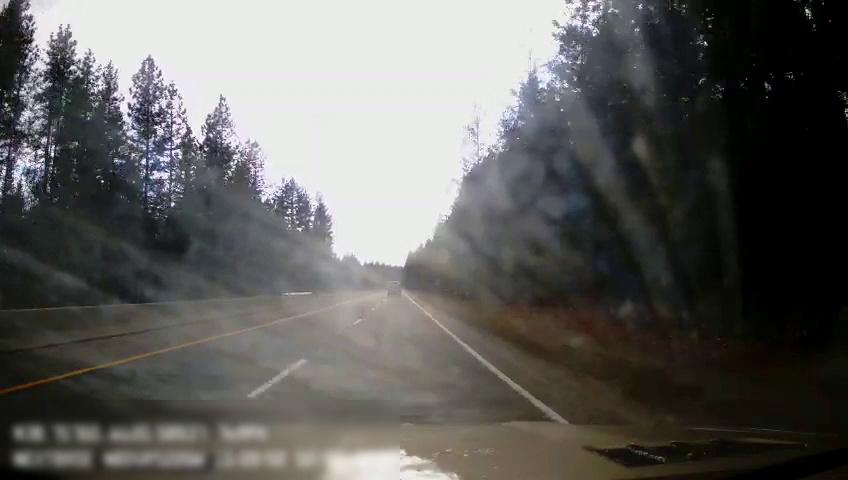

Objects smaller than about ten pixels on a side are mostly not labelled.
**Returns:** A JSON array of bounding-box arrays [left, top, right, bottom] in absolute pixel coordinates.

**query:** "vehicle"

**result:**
[[386, 280, 402, 296]]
